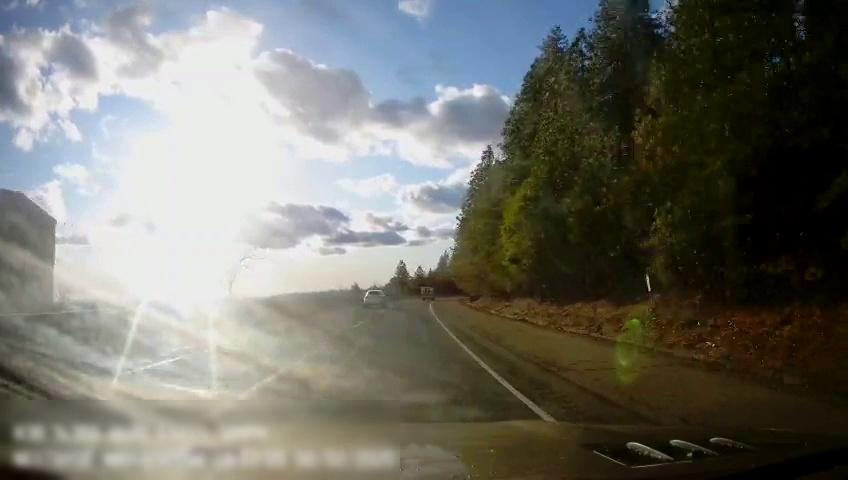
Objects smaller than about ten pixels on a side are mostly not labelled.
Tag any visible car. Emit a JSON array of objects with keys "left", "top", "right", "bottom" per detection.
[{"left": 362, "top": 289, "right": 385, "bottom": 309}]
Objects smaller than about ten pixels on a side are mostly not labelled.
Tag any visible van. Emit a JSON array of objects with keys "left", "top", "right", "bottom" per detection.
[{"left": 421, "top": 287, "right": 436, "bottom": 303}]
